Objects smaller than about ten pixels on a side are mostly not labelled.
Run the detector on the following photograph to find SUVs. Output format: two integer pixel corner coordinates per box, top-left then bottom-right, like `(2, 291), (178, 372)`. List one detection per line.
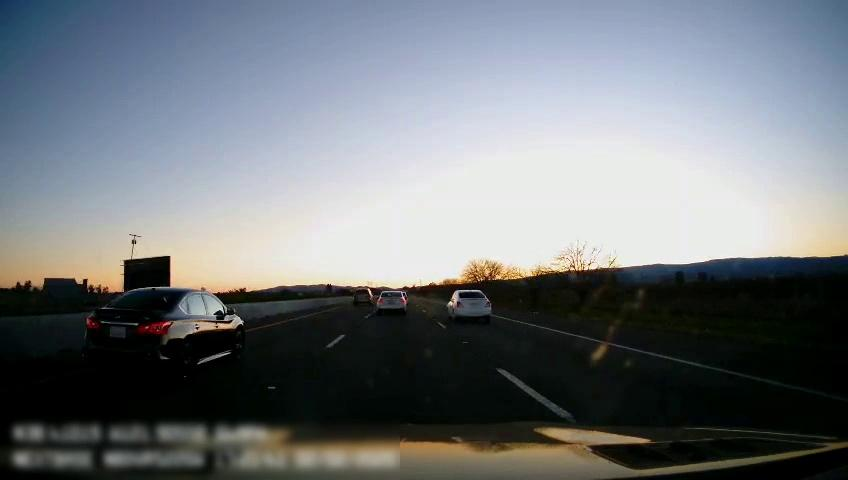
(351, 289), (373, 308)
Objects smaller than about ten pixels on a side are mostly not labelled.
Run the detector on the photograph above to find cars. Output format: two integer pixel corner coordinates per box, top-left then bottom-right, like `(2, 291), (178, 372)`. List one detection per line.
(446, 289), (493, 323)
(81, 285), (247, 381)
(376, 292), (409, 314)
